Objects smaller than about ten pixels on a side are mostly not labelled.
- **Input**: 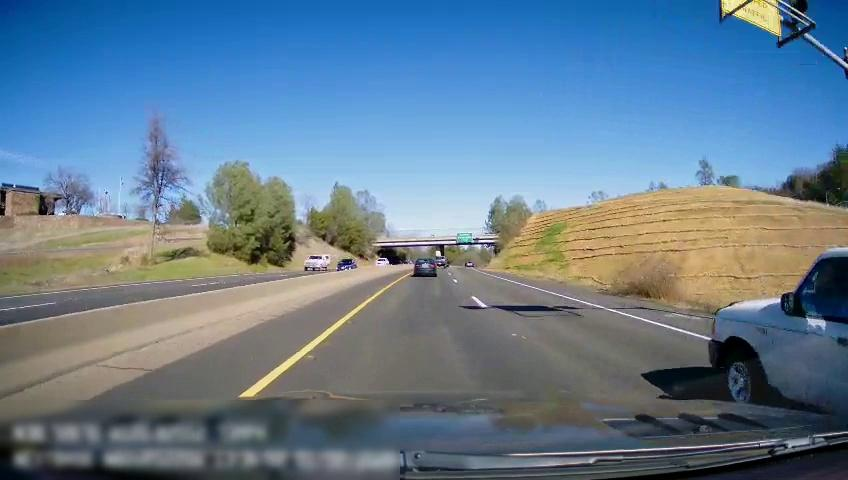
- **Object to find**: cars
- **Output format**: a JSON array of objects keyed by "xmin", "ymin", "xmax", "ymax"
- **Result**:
[
  {"xmin": 335, "ymin": 258, "xmax": 359, "ymax": 273},
  {"xmin": 413, "ymin": 256, "xmax": 439, "ymax": 277}
]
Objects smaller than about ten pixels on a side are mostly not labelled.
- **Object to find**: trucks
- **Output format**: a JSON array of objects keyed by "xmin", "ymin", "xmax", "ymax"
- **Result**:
[
  {"xmin": 708, "ymin": 247, "xmax": 848, "ymax": 417},
  {"xmin": 433, "ymin": 256, "xmax": 449, "ymax": 269}
]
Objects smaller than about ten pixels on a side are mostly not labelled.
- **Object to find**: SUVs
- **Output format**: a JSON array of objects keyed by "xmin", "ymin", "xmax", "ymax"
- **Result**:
[
  {"xmin": 303, "ymin": 255, "xmax": 329, "ymax": 272},
  {"xmin": 375, "ymin": 258, "xmax": 391, "ymax": 266}
]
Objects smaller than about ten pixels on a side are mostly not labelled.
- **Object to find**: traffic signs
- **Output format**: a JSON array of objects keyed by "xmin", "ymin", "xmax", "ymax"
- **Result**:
[{"xmin": 456, "ymin": 232, "xmax": 473, "ymax": 245}]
